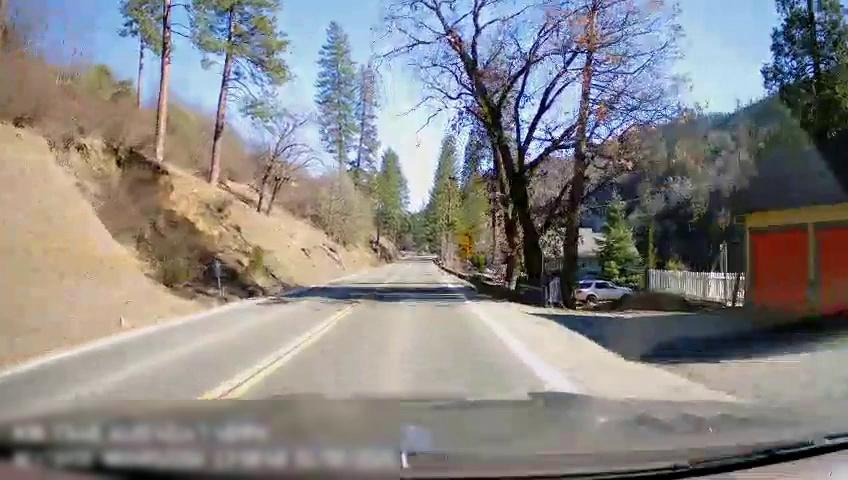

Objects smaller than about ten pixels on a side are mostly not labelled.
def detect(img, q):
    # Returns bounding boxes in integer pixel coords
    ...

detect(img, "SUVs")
[575,279,633,306]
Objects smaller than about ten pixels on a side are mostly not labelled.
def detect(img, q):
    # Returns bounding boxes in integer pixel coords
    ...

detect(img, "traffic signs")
[462,232,474,246]
[462,247,473,257]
